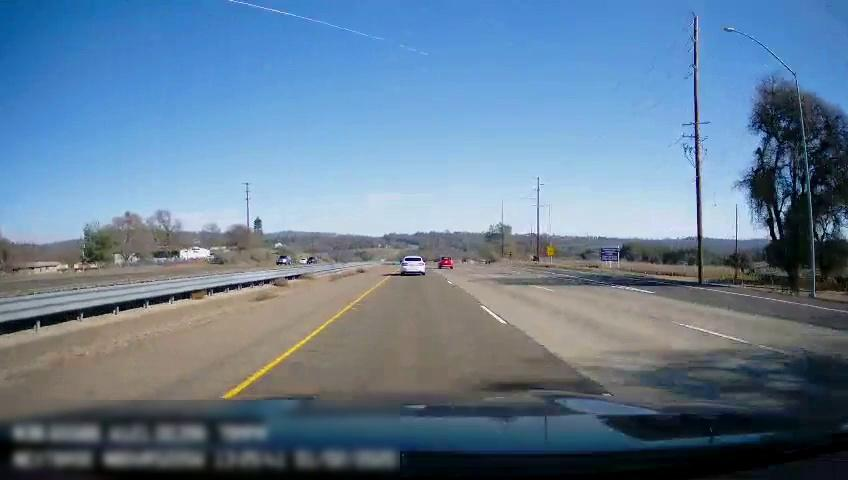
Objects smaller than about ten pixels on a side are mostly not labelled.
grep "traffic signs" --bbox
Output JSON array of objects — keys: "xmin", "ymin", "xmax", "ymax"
[{"xmin": 544, "ymin": 247, "xmax": 557, "ymax": 257}]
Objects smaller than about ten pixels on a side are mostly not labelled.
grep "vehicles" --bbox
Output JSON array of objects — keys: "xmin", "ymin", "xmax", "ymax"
[
  {"xmin": 275, "ymin": 255, "xmax": 292, "ymax": 267},
  {"xmin": 398, "ymin": 256, "xmax": 426, "ymax": 276},
  {"xmin": 437, "ymin": 257, "xmax": 454, "ymax": 270},
  {"xmin": 306, "ymin": 256, "xmax": 318, "ymax": 265}
]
